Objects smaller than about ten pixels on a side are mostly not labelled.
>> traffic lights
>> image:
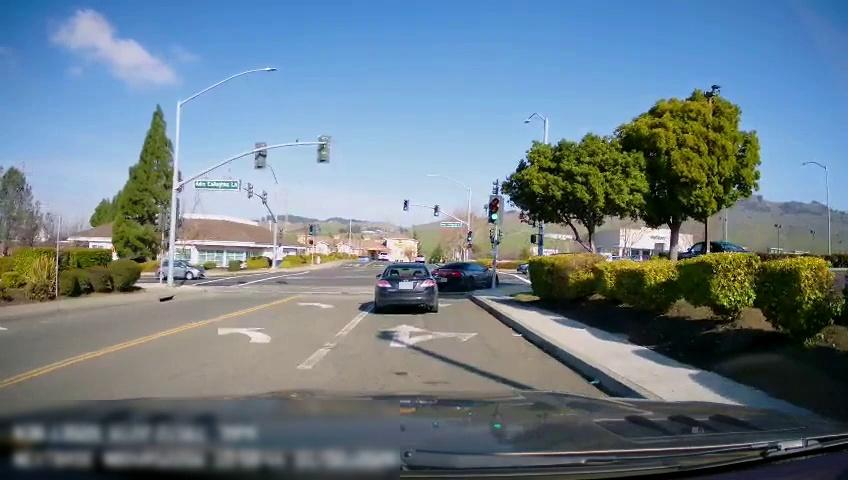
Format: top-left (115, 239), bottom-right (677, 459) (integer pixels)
top-left (318, 134), bottom-right (330, 163)
top-left (490, 177), bottom-right (503, 202)
top-left (486, 194), bottom-right (503, 225)
top-left (247, 182), bottom-right (255, 200)
top-left (153, 212), bottom-right (161, 225)
top-left (527, 212), bottom-right (538, 229)
top-left (465, 229), bottom-right (474, 242)
top-left (261, 191), bottom-right (269, 207)
top-left (173, 197), bottom-right (181, 226)
top-left (432, 203), bottom-right (441, 217)
top-left (529, 233), bottom-right (537, 245)
top-left (402, 199), bottom-right (410, 212)
top-left (254, 142), bottom-right (266, 169)
top-left (488, 228), bottom-right (496, 242)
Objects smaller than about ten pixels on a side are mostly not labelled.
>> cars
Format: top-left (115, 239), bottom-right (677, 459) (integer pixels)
top-left (372, 261), bottom-right (440, 313)
top-left (159, 258), bottom-right (206, 281)
top-left (433, 261), bottom-right (500, 291)
top-left (676, 240), bottom-right (753, 260)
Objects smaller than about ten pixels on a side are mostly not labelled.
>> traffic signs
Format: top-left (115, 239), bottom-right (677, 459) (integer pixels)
top-left (192, 175), bottom-right (242, 191)
top-left (438, 220), bottom-right (459, 229)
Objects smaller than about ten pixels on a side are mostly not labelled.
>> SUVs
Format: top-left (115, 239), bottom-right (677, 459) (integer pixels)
top-left (377, 252), bottom-right (390, 261)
